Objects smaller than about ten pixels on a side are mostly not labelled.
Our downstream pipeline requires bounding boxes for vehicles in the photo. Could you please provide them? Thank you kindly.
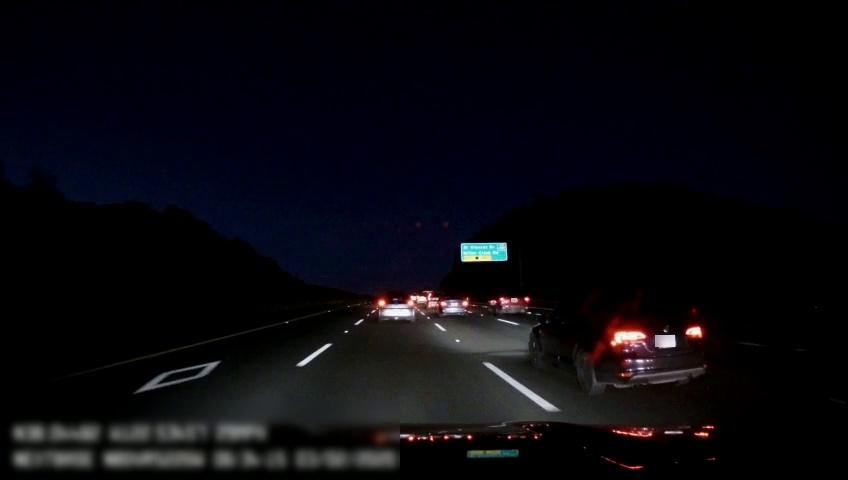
[378,291,415,321]
[436,291,469,317]
[487,289,530,317]
[426,289,444,308]
[526,286,709,398]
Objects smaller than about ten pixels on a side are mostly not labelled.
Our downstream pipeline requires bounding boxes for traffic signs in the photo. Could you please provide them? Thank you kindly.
[460,242,508,262]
